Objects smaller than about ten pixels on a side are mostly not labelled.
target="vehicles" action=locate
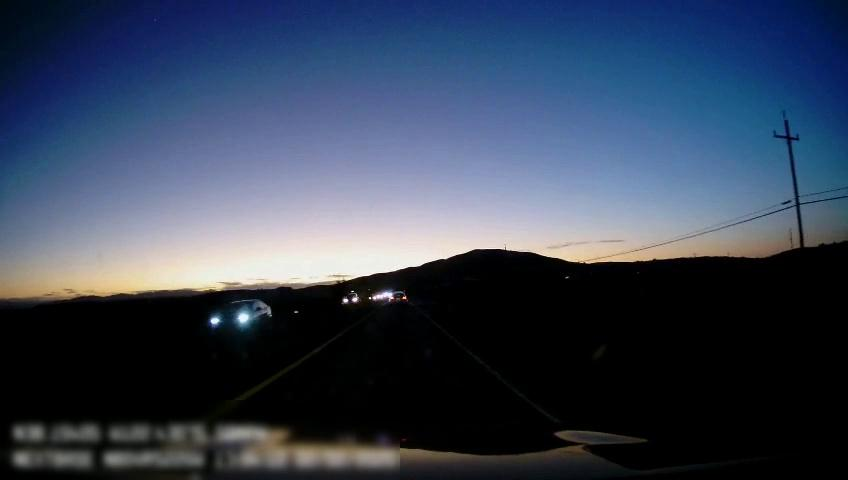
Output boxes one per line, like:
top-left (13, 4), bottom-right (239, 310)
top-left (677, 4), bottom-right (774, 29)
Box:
top-left (341, 292), bottom-right (360, 306)
top-left (208, 298), bottom-right (272, 334)
top-left (390, 292), bottom-right (408, 307)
